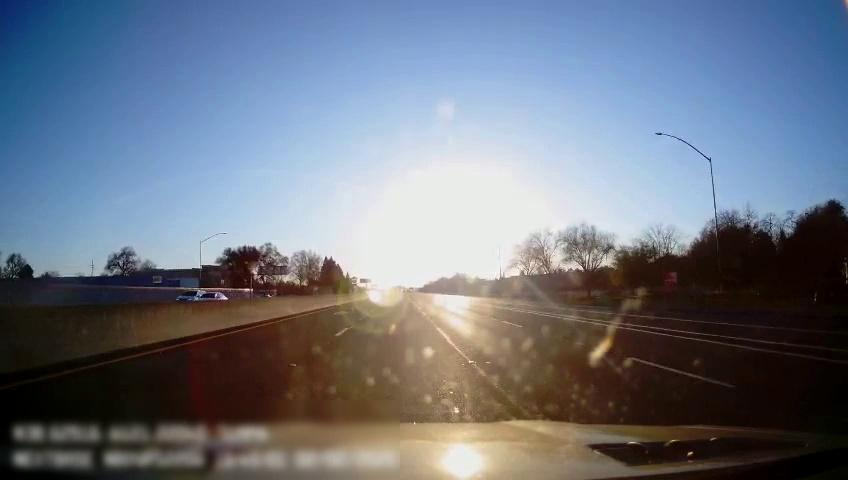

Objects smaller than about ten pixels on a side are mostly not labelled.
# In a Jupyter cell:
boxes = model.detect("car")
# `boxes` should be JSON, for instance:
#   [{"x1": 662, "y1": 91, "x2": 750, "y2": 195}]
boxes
[{"x1": 194, "y1": 292, "x2": 229, "y2": 304}]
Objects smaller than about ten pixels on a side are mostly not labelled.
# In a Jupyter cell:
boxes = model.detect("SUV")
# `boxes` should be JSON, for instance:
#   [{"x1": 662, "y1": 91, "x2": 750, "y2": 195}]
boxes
[{"x1": 175, "y1": 290, "x2": 207, "y2": 304}]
